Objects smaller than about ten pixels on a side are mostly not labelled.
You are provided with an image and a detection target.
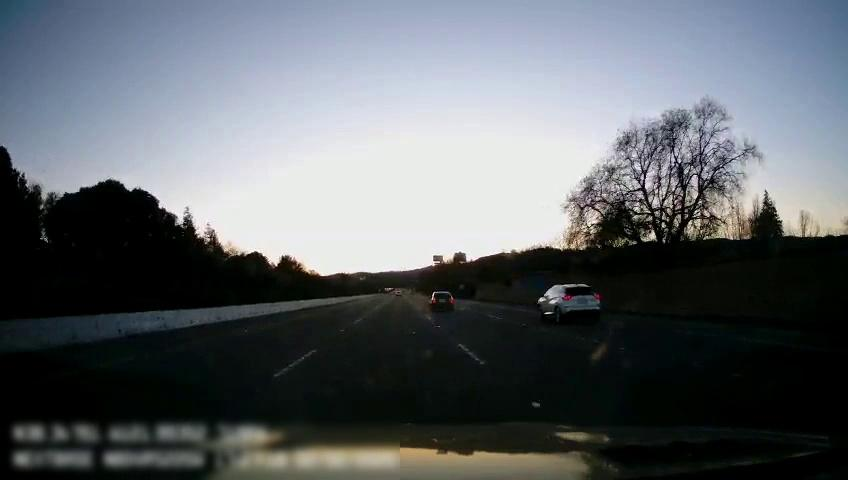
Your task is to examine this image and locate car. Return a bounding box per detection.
[428,292,454,313]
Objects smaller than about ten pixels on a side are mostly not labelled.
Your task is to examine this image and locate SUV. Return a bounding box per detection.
[536,283,601,325]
